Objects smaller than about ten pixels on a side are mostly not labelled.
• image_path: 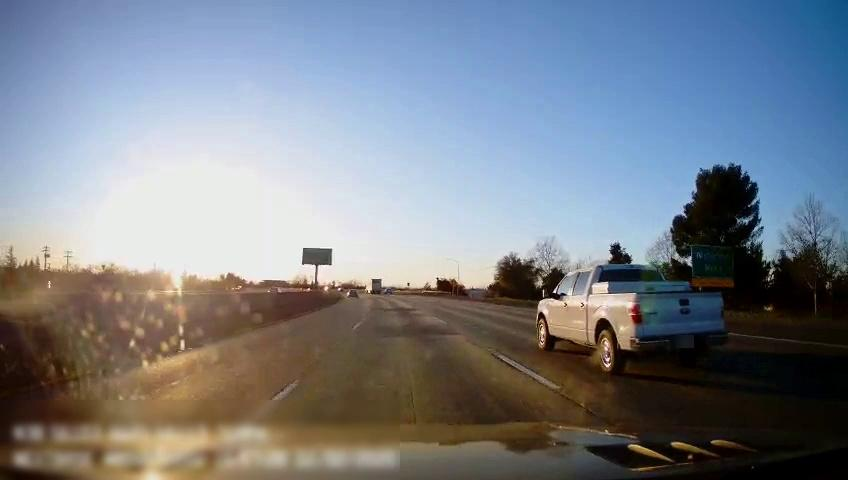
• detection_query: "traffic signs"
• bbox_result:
[690,244,736,289]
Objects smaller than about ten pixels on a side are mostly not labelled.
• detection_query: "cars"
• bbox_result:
[347,289,358,298]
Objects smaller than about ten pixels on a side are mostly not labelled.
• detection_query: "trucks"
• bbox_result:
[534,263,728,377]
[365,279,382,295]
